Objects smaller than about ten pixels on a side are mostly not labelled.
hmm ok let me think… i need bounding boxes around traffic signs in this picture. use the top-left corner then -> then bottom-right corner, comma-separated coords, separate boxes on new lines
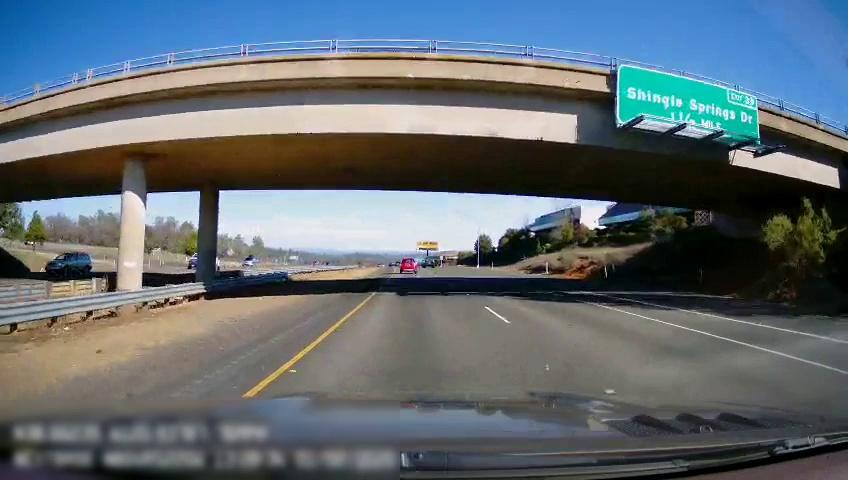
619,65 -> 762,144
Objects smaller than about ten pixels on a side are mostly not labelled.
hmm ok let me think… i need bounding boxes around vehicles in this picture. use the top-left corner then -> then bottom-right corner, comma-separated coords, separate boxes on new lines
239,256 -> 257,268
399,257 -> 419,274
187,253 -> 198,271
421,257 -> 436,269
45,252 -> 92,278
